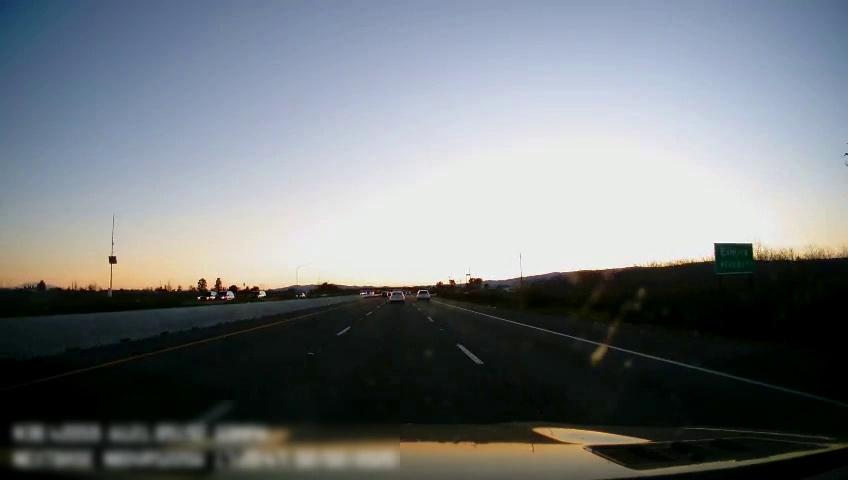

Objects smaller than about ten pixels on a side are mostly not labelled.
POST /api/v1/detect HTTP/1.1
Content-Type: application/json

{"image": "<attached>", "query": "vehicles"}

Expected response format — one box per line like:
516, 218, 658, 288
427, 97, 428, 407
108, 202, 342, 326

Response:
388, 289, 407, 304
193, 290, 218, 302
248, 289, 267, 301
415, 289, 431, 302
216, 289, 235, 302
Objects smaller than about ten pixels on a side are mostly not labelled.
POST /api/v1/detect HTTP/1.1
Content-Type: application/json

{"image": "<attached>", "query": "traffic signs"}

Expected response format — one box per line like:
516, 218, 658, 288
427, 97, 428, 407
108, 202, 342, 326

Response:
714, 240, 755, 277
